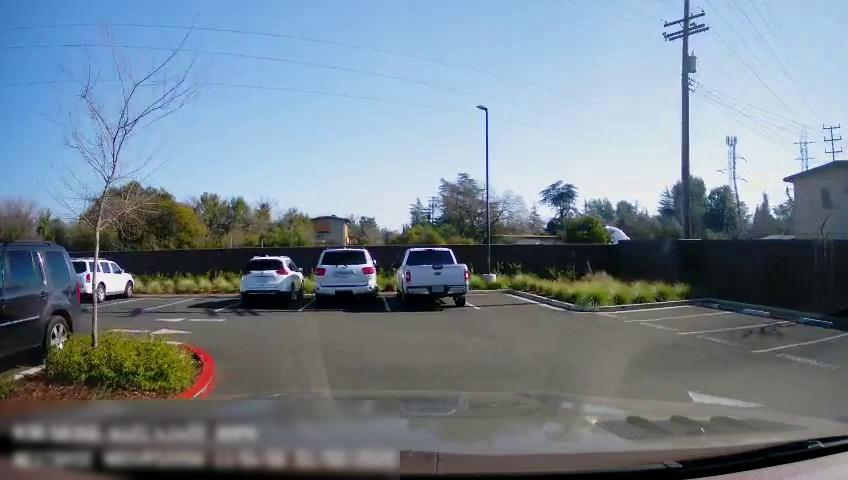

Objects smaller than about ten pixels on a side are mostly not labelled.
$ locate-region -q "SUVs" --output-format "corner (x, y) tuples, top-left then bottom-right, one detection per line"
(315, 248), (378, 305)
(240, 255), (305, 308)
(0, 241), (82, 365)
(71, 257), (135, 304)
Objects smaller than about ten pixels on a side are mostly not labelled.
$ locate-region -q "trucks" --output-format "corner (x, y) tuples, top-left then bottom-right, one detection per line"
(395, 247), (469, 307)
